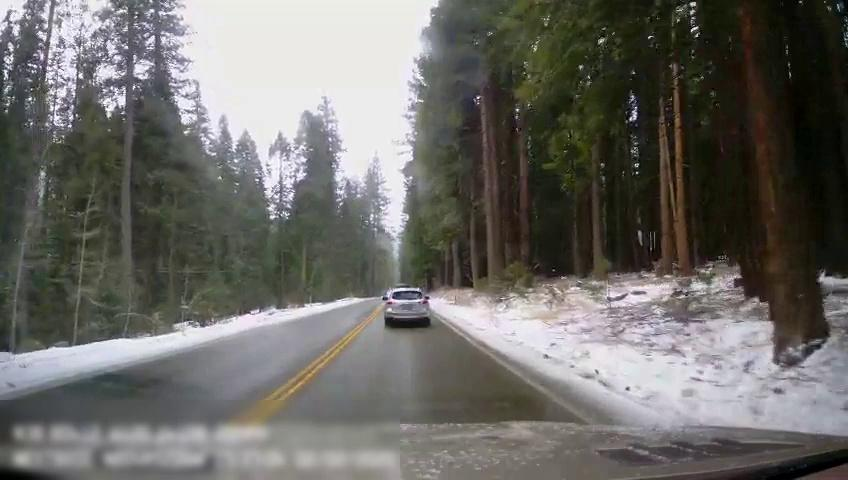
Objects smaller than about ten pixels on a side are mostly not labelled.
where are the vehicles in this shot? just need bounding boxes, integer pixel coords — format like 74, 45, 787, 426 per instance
393, 282, 411, 290
382, 287, 431, 327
